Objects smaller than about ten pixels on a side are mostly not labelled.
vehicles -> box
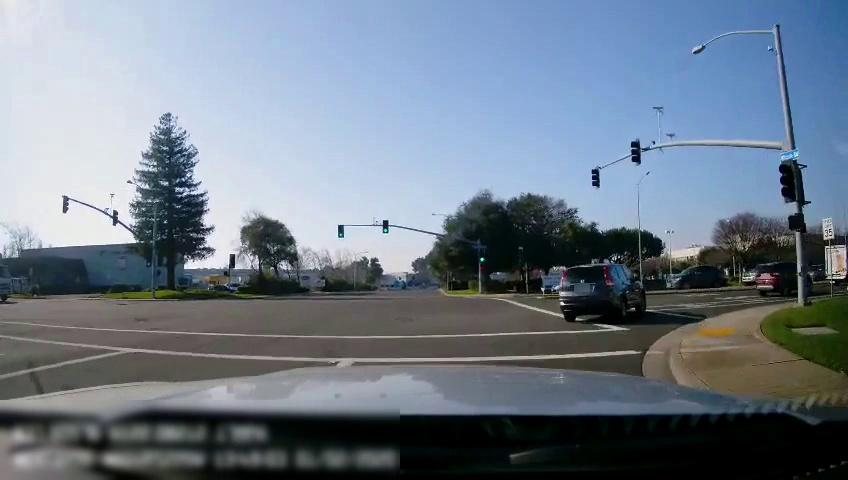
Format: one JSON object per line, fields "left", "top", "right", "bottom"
{"left": 825, "top": 245, "right": 848, "bottom": 287}
{"left": 559, "top": 263, "right": 647, "bottom": 321}
{"left": 666, "top": 266, "right": 722, "bottom": 292}
{"left": 804, "top": 264, "right": 826, "bottom": 281}
{"left": 0, "top": 264, "right": 10, "bottom": 303}
{"left": 754, "top": 263, "right": 813, "bottom": 297}
{"left": 552, "top": 284, "right": 561, "bottom": 294}
{"left": 742, "top": 267, "right": 759, "bottom": 286}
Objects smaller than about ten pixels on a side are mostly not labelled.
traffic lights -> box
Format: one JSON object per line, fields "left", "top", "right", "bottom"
{"left": 62, "top": 196, "right": 70, "bottom": 213}
{"left": 478, "top": 249, "right": 485, "bottom": 263}
{"left": 383, "top": 219, "right": 389, "bottom": 233}
{"left": 337, "top": 224, "right": 344, "bottom": 239}
{"left": 112, "top": 209, "right": 119, "bottom": 226}
{"left": 778, "top": 158, "right": 797, "bottom": 202}
{"left": 788, "top": 215, "right": 803, "bottom": 230}
{"left": 591, "top": 166, "right": 601, "bottom": 189}
{"left": 630, "top": 138, "right": 642, "bottom": 165}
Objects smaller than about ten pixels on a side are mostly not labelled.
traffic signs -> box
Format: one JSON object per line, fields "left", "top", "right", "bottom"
{"left": 822, "top": 218, "right": 834, "bottom": 240}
